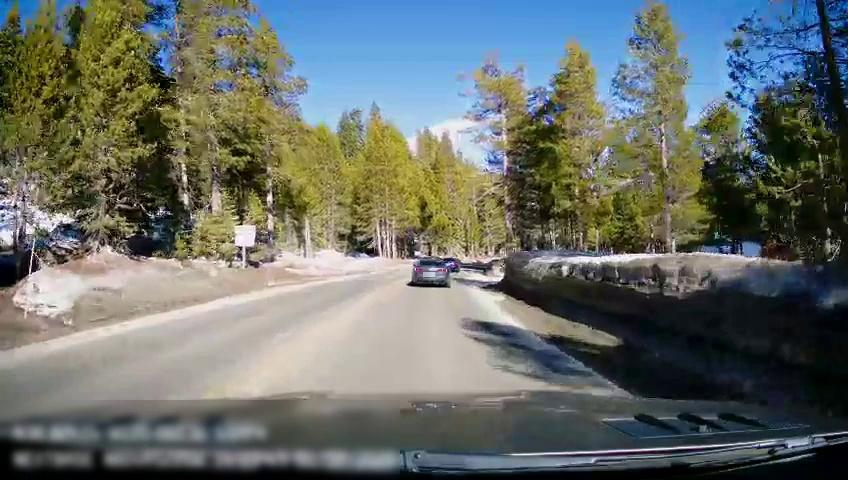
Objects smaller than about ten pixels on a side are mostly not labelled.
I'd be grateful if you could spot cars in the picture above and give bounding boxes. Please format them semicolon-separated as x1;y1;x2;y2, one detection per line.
411;256;451;286
440;256;462;274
